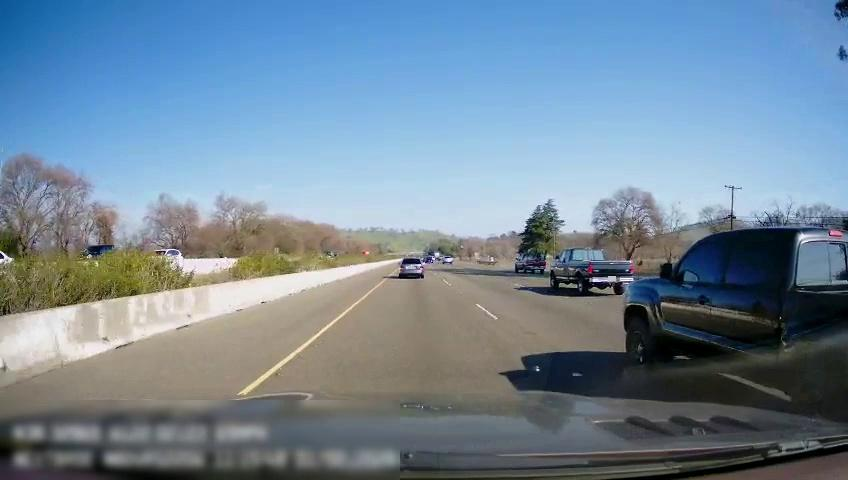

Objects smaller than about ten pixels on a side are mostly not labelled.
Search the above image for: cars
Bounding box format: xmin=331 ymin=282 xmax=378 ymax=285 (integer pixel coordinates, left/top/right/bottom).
xmin=0 ymin=249 xmax=15 ymax=265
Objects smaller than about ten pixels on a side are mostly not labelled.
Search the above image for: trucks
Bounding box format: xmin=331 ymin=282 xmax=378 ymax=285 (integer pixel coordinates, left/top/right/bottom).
xmin=621 ymin=223 xmax=848 ymax=422
xmin=514 ymin=251 xmax=546 ymax=274
xmin=548 ymin=247 xmax=636 ymax=296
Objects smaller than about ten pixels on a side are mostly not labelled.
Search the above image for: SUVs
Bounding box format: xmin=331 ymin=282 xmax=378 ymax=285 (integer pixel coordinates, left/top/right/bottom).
xmin=152 ymin=248 xmax=183 ymax=261
xmin=77 ymin=243 xmax=115 ymax=260
xmin=441 ymin=255 xmax=453 ymax=265
xmin=398 ymin=257 xmax=424 ymax=279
